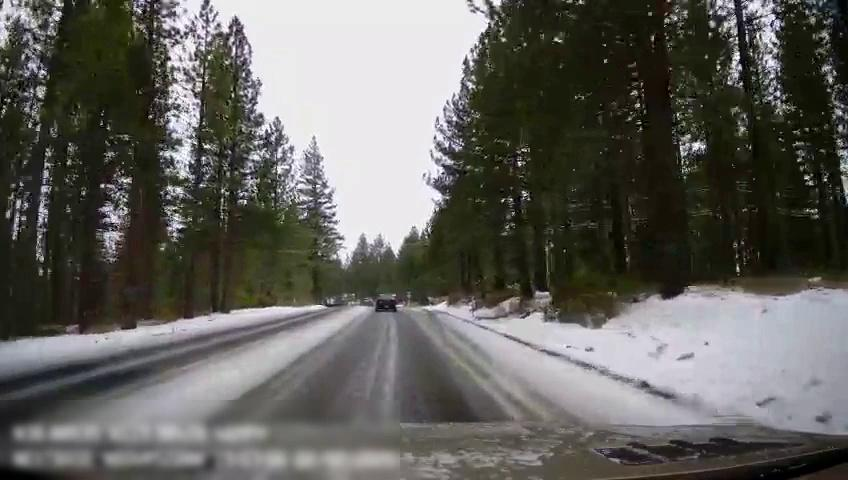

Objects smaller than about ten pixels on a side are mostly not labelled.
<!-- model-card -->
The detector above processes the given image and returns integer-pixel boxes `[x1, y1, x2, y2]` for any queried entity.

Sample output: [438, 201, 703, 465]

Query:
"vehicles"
[375, 293, 397, 313]
[359, 297, 374, 307]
